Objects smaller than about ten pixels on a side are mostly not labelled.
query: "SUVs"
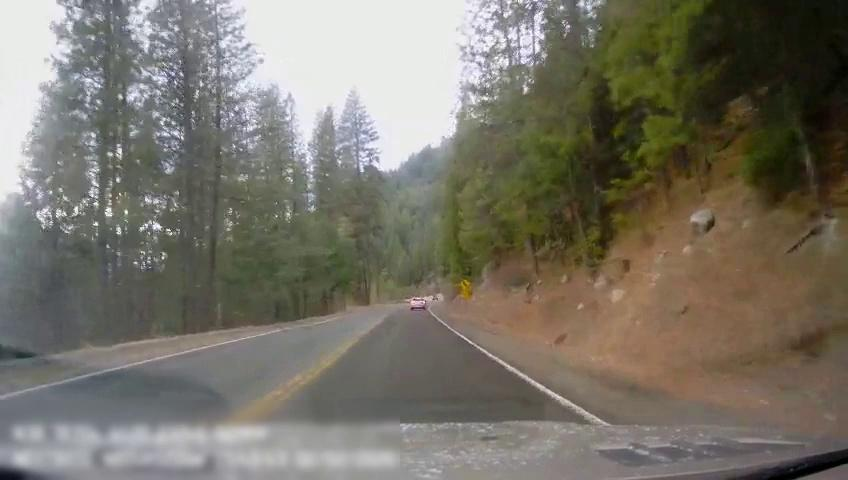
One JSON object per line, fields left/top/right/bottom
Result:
{"left": 410, "top": 296, "right": 426, "bottom": 310}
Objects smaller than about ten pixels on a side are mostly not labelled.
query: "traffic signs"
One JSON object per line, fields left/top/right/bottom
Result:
{"left": 462, "top": 289, "right": 473, "bottom": 299}
{"left": 460, "top": 278, "right": 471, "bottom": 288}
